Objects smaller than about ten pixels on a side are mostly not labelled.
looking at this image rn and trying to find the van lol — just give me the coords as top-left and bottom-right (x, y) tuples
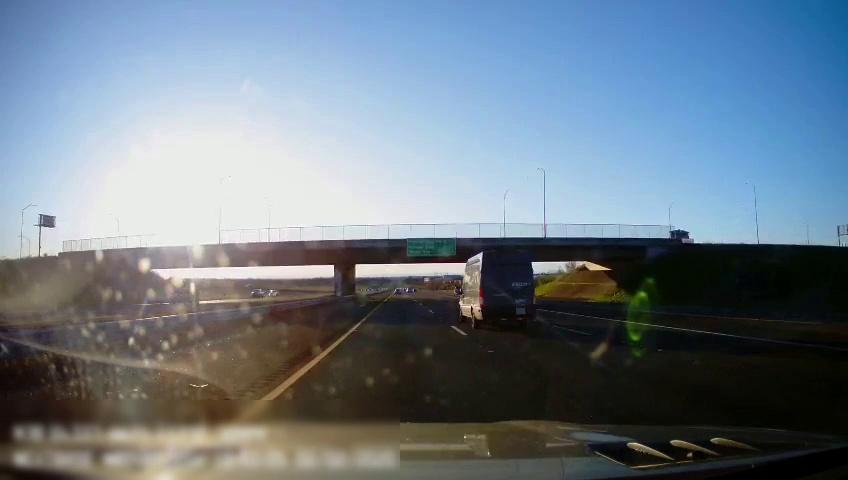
(455, 251), (536, 329)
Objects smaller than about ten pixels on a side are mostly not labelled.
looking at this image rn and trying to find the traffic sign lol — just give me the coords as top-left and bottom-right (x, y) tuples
(407, 237), (457, 257)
